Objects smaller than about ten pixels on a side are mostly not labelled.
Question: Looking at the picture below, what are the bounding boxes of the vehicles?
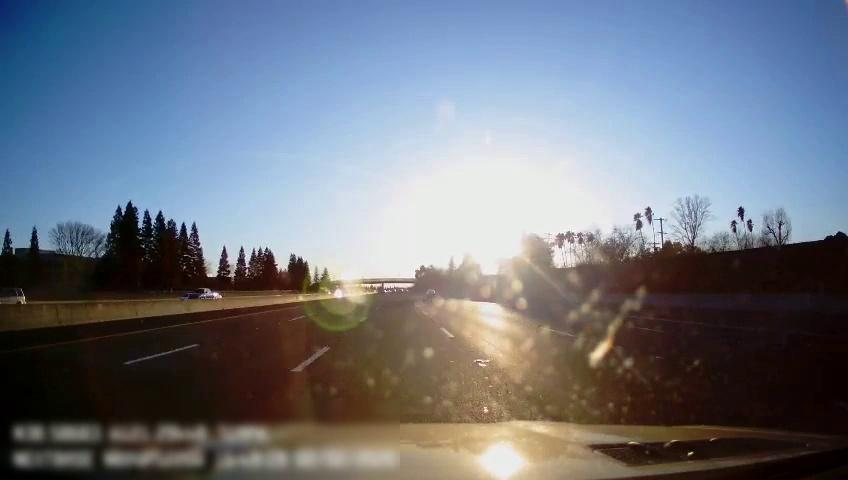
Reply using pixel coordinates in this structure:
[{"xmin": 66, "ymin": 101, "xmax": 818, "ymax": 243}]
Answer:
[
  {"xmin": 200, "ymin": 291, "xmax": 222, "ymax": 300},
  {"xmin": 424, "ymin": 289, "xmax": 436, "ymax": 298},
  {"xmin": 183, "ymin": 287, "xmax": 212, "ymax": 300},
  {"xmin": 0, "ymin": 286, "xmax": 26, "ymax": 305}
]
